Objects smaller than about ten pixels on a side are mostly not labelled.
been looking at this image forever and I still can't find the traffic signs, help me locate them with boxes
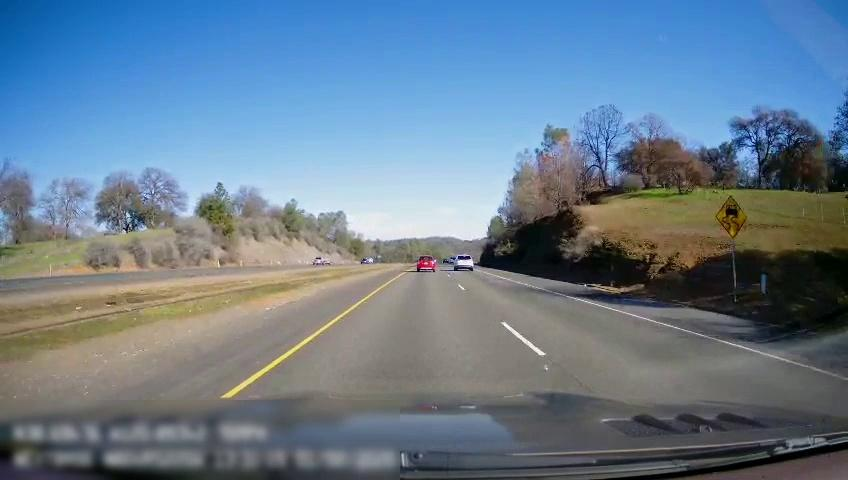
[714,195,749,240]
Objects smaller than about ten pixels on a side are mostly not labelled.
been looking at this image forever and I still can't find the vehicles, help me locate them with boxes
[454,255,474,271]
[311,256,331,266]
[448,257,457,264]
[416,254,437,272]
